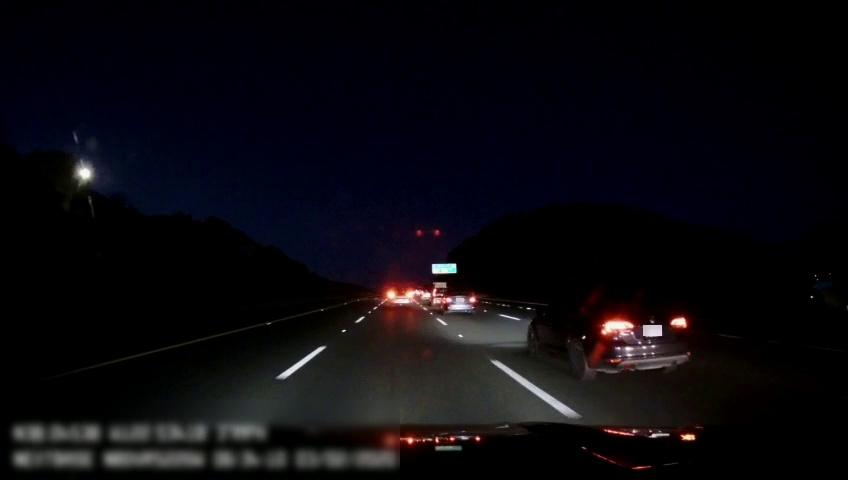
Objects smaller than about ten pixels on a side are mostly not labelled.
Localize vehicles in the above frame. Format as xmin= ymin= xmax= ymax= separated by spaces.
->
xmin=388 ymin=287 xmax=411 ymax=306
xmin=526 ymin=286 xmax=690 ymax=385
xmin=440 ymin=288 xmax=476 ymax=314
xmin=429 ymin=286 xmax=448 ymax=306
xmin=434 ymin=281 xmax=447 ymax=287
